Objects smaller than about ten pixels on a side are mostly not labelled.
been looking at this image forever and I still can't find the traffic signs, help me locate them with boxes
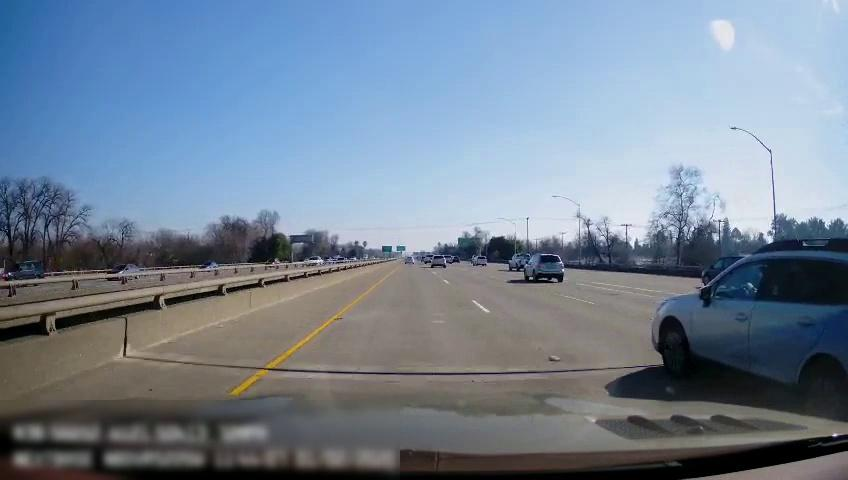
[290,233,314,243]
[381,245,393,253]
[458,237,481,249]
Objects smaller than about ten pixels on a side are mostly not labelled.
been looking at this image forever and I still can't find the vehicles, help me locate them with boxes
[422,254,433,265]
[508,252,532,272]
[700,254,756,289]
[650,237,848,414]
[303,255,324,267]
[1,259,44,281]
[523,254,565,284]
[106,263,142,282]
[199,261,221,273]
[472,255,488,267]
[430,254,446,269]
[264,256,281,267]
